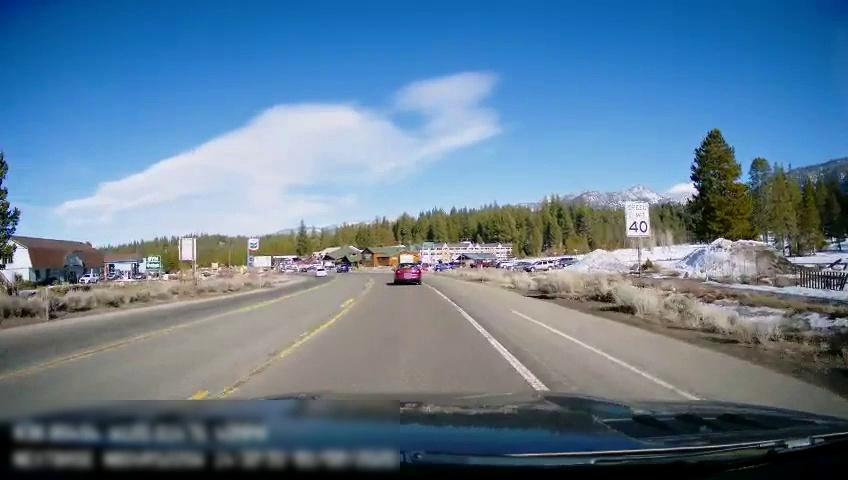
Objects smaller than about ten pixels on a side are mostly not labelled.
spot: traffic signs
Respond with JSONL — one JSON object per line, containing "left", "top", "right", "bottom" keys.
{"left": 625, "top": 200, "right": 650, "bottom": 237}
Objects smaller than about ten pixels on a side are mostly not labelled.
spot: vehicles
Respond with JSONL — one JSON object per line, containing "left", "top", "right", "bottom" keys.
{"left": 524, "top": 260, "right": 555, "bottom": 273}
{"left": 511, "top": 261, "right": 532, "bottom": 271}
{"left": 338, "top": 265, "right": 349, "bottom": 273}
{"left": 558, "top": 258, "right": 579, "bottom": 268}
{"left": 469, "top": 259, "right": 490, "bottom": 269}
{"left": 395, "top": 263, "right": 423, "bottom": 285}
{"left": 78, "top": 273, "right": 100, "bottom": 286}
{"left": 314, "top": 268, "right": 328, "bottom": 278}
{"left": 498, "top": 260, "right": 516, "bottom": 269}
